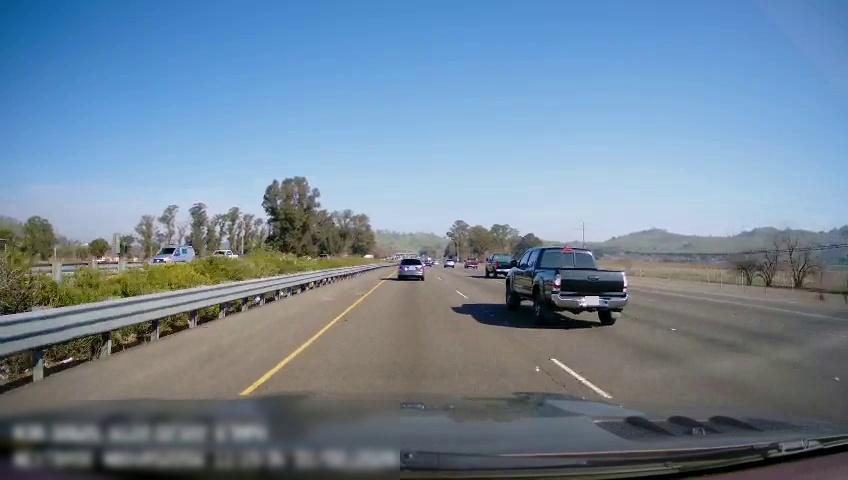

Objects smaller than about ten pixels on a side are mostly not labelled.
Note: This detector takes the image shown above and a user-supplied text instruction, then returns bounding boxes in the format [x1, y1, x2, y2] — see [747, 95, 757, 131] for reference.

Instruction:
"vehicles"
[397, 258, 425, 281]
[485, 253, 521, 278]
[147, 244, 195, 265]
[363, 254, 374, 260]
[504, 246, 629, 326]
[443, 258, 455, 268]
[210, 249, 239, 260]
[464, 257, 479, 269]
